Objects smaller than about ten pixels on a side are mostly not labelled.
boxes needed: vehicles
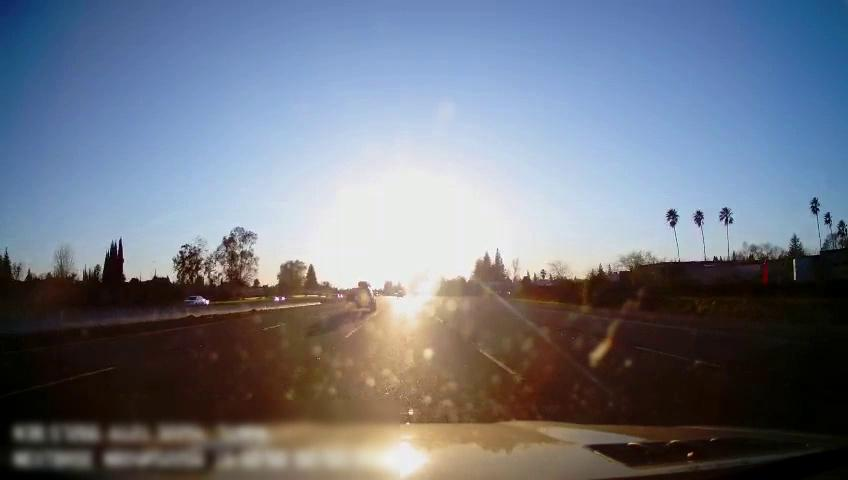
[346,281,377,312]
[396,292,403,299]
[183,295,210,308]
